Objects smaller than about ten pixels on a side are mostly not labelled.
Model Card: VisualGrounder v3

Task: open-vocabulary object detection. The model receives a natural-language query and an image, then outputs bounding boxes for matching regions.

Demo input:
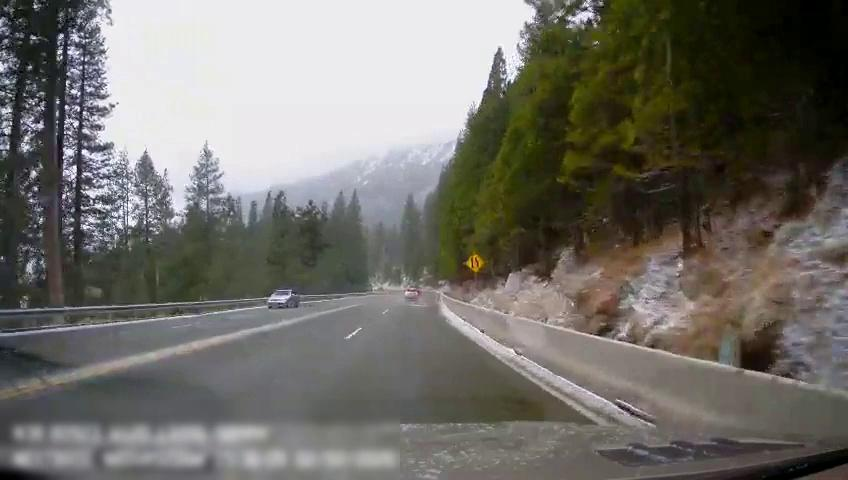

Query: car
[267,288,300,310]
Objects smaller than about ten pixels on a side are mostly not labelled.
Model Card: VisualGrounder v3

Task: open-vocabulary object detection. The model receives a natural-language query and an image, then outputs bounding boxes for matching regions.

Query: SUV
[404,287,419,299]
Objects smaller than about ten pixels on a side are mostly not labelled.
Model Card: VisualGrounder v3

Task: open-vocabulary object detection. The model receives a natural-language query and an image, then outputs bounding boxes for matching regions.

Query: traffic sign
[464,252,486,273]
